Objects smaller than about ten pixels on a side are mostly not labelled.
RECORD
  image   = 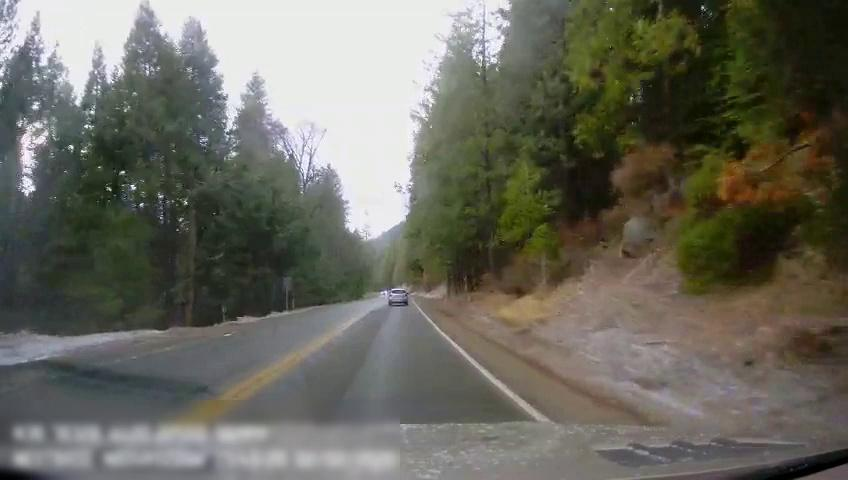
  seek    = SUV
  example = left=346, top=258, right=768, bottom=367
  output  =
left=387, top=288, right=409, bottom=307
